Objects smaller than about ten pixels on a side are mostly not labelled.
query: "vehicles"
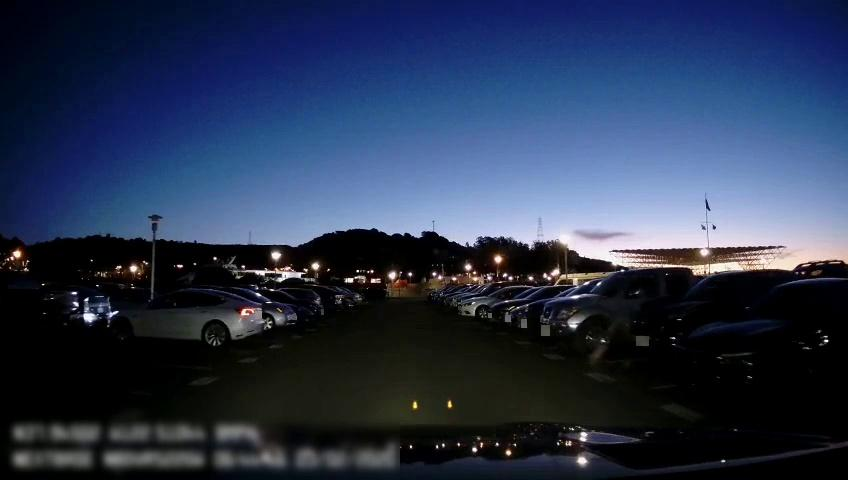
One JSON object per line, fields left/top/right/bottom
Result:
{"left": 792, "top": 259, "right": 848, "bottom": 280}
{"left": 631, "top": 269, "right": 807, "bottom": 356}
{"left": 272, "top": 287, "right": 323, "bottom": 313}
{"left": 189, "top": 285, "right": 298, "bottom": 332}
{"left": 488, "top": 285, "right": 598, "bottom": 326}
{"left": 289, "top": 283, "right": 344, "bottom": 310}
{"left": 316, "top": 284, "right": 363, "bottom": 305}
{"left": 107, "top": 288, "right": 267, "bottom": 350}
{"left": 95, "top": 286, "right": 160, "bottom": 311}
{"left": 24, "top": 283, "right": 111, "bottom": 331}
{"left": 553, "top": 273, "right": 612, "bottom": 286}
{"left": 539, "top": 266, "right": 699, "bottom": 352}
{"left": 671, "top": 277, "right": 848, "bottom": 401}
{"left": 276, "top": 303, "right": 317, "bottom": 325}
{"left": 247, "top": 288, "right": 325, "bottom": 319}
{"left": 512, "top": 285, "right": 546, "bottom": 299}
{"left": 479, "top": 280, "right": 538, "bottom": 295}
{"left": 457, "top": 285, "right": 533, "bottom": 321}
